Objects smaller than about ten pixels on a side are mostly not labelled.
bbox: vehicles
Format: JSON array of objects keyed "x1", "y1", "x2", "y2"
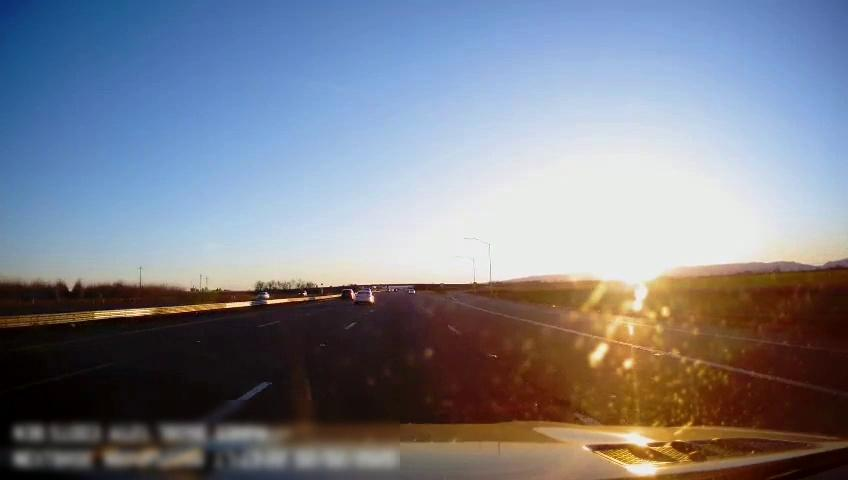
[
  {"x1": 341, "y1": 289, "x2": 355, "y2": 300},
  {"x1": 256, "y1": 292, "x2": 270, "y2": 301},
  {"x1": 354, "y1": 290, "x2": 375, "y2": 305},
  {"x1": 297, "y1": 290, "x2": 308, "y2": 298}
]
